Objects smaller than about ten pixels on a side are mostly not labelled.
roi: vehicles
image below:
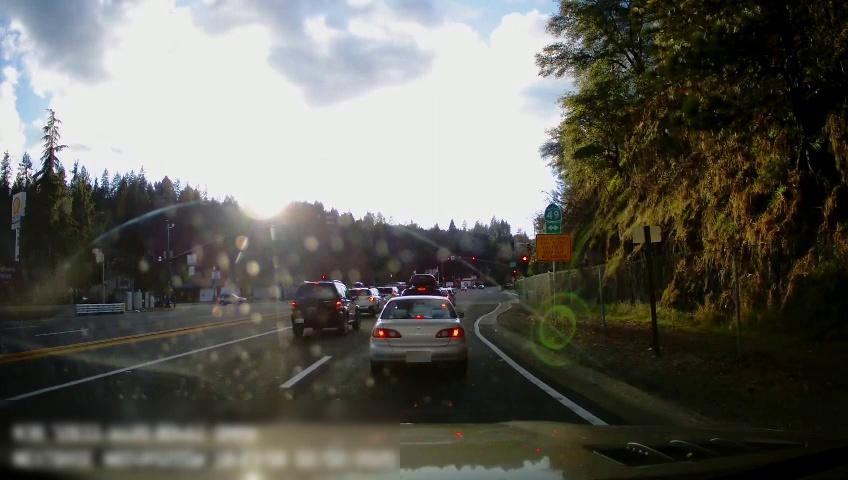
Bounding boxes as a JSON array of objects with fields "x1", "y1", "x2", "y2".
[
  {"x1": 290, "y1": 280, "x2": 363, "y2": 337},
  {"x1": 402, "y1": 273, "x2": 443, "y2": 297},
  {"x1": 441, "y1": 287, "x2": 457, "y2": 304},
  {"x1": 349, "y1": 286, "x2": 388, "y2": 318},
  {"x1": 216, "y1": 290, "x2": 246, "y2": 306},
  {"x1": 367, "y1": 295, "x2": 468, "y2": 376}
]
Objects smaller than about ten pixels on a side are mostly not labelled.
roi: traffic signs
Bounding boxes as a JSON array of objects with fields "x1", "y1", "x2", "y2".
[
  {"x1": 543, "y1": 221, "x2": 561, "y2": 234},
  {"x1": 535, "y1": 234, "x2": 571, "y2": 260},
  {"x1": 544, "y1": 203, "x2": 562, "y2": 221}
]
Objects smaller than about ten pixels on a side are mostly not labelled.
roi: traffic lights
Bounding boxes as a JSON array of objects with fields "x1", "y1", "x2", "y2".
[{"x1": 520, "y1": 254, "x2": 528, "y2": 270}]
